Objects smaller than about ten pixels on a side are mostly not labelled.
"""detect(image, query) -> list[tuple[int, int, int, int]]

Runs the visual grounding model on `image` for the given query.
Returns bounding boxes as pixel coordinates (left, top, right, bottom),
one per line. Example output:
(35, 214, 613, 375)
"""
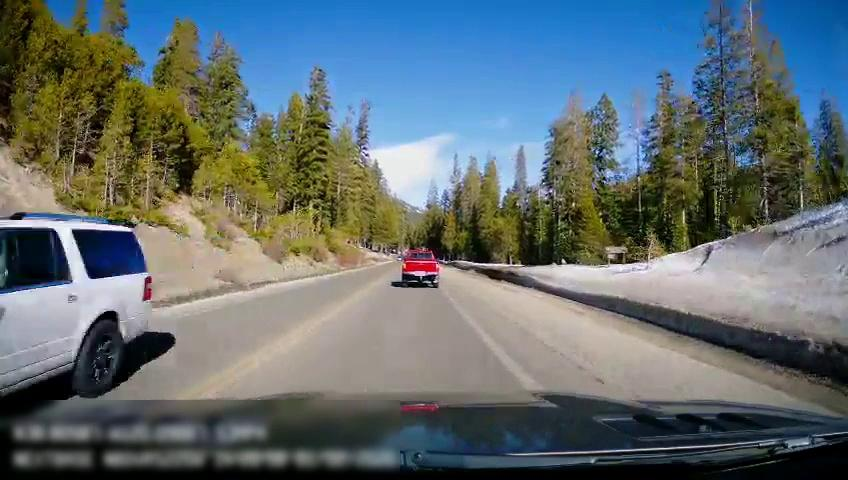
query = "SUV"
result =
(0, 210, 155, 399)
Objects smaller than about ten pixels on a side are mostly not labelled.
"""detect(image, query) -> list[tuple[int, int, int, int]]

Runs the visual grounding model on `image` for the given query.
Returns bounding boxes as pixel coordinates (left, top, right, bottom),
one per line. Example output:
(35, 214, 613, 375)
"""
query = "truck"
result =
(401, 249, 440, 288)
